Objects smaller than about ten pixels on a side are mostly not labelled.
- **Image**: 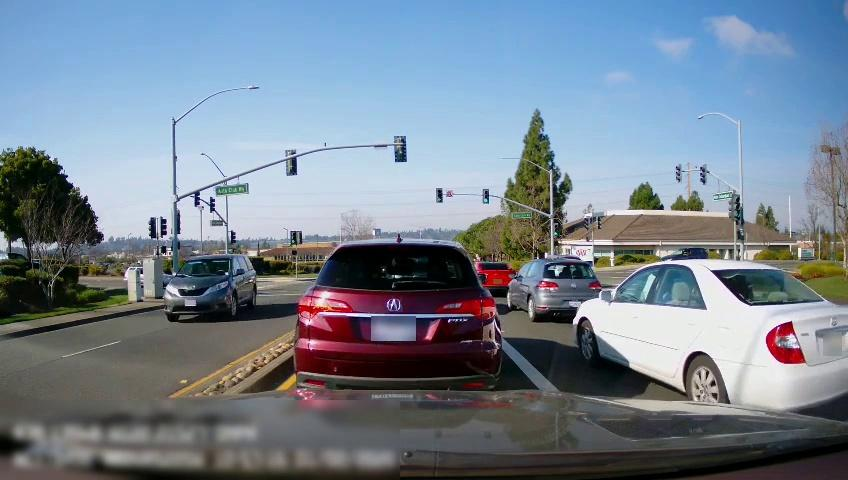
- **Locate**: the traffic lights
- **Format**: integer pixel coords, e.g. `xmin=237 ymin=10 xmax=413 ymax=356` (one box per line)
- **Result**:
xmin=433 ymin=186 xmax=443 ymax=203
xmin=288 ymin=232 xmax=295 ymax=246
xmin=160 ymin=218 xmax=169 ymax=239
xmin=212 ymin=197 xmax=216 ymax=214
xmin=228 ymin=231 xmax=236 ymax=245
xmin=584 ymin=216 xmax=592 ymax=231
xmin=392 ymin=134 xmax=407 ymax=163
xmin=147 ymin=216 xmax=157 ymax=239
xmin=597 ymin=215 xmax=604 ymax=231
xmin=194 ymin=193 xmax=200 ymax=208
xmin=675 ymin=165 xmax=682 ymax=183
xmin=282 ymin=149 xmax=298 ymax=176
xmin=296 ymin=232 xmax=301 ymax=245
xmin=483 ymin=187 xmax=492 ymax=206
xmin=701 ymin=166 xmax=708 ymax=184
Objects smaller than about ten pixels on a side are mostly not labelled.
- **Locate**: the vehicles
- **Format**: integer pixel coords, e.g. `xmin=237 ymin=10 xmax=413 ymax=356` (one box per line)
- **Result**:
xmin=505 ymin=258 xmax=602 ymax=323
xmin=161 ymin=254 xmax=258 ymax=324
xmin=293 ymin=238 xmax=504 ymax=390
xmin=662 ymin=245 xmax=708 ymax=261
xmin=572 ymin=257 xmax=848 ymax=411
xmin=125 ymin=265 xmax=169 ymax=289
xmin=474 ymin=261 xmax=516 ymax=288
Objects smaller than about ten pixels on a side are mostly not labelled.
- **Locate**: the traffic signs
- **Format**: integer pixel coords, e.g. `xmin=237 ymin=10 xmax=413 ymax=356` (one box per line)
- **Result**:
xmin=714 ymin=191 xmax=735 ymax=201
xmin=512 ymin=210 xmax=533 ymax=220
xmin=209 ymin=219 xmax=224 ymax=227
xmin=214 ymin=181 xmax=250 ymax=197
